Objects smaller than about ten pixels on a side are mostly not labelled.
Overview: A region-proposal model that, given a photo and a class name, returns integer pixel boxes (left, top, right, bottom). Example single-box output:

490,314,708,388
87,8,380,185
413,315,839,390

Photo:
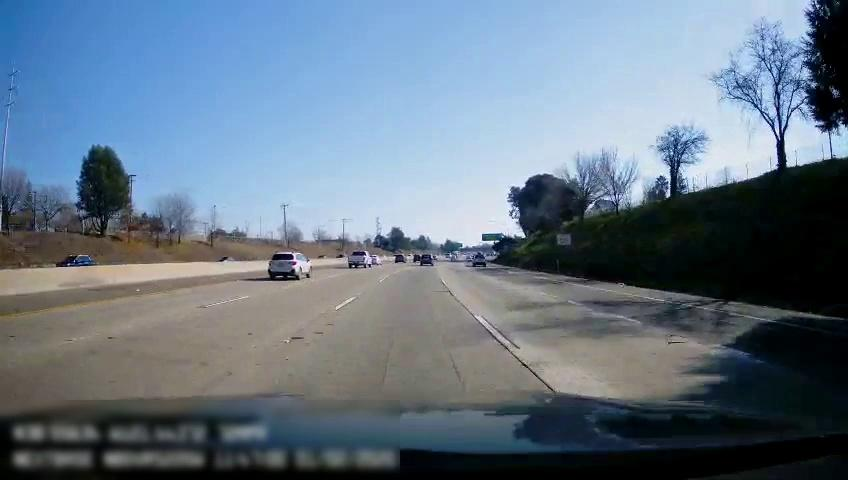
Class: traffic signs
480,233,500,242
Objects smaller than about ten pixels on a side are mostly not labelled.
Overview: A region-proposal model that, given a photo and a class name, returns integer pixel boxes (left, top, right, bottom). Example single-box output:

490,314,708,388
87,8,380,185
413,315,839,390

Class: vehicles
347,249,373,269
55,254,96,268
394,254,406,264
420,253,435,266
471,253,487,268
266,252,313,281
